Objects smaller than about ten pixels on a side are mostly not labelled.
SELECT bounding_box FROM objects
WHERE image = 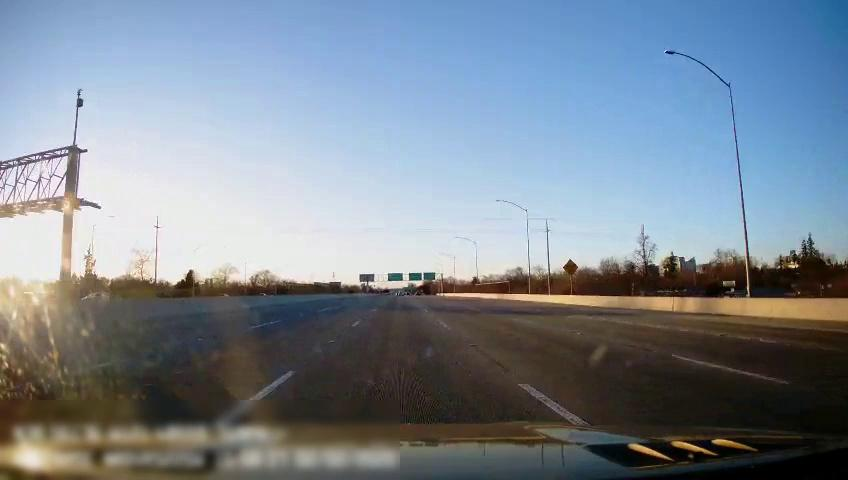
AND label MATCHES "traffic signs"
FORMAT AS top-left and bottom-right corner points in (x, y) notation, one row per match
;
(388, 272), (404, 282)
(563, 258), (578, 276)
(423, 273), (436, 281)
(409, 273), (423, 281)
